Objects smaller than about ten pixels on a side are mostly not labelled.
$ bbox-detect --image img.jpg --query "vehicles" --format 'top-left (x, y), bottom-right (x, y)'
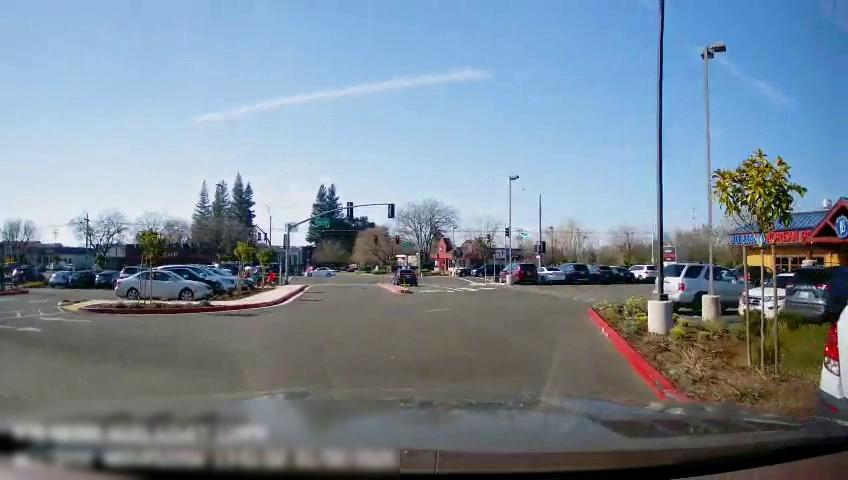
top-left (610, 266), bottom-right (635, 282)
top-left (12, 266), bottom-right (44, 283)
top-left (155, 265), bottom-right (236, 290)
top-left (470, 265), bottom-right (502, 277)
top-left (392, 268), bottom-right (417, 286)
top-left (588, 266), bottom-right (614, 282)
top-left (537, 267), bottom-right (565, 284)
top-left (199, 267), bottom-right (241, 290)
top-left (784, 267), bottom-right (848, 323)
top-left (71, 270), bottom-right (98, 288)
top-left (732, 265), bottom-right (778, 288)
top-left (655, 262), bottom-right (753, 317)
top-left (160, 268), bottom-right (222, 293)
top-left (738, 273), bottom-right (795, 321)
top-left (455, 265), bottom-right (484, 278)
top-left (499, 264), bottom-right (538, 284)
top-left (196, 265), bottom-right (232, 275)
top-left (817, 303), bottom-right (848, 410)
top-left (305, 267), bottom-right (336, 277)
top-left (49, 270), bottom-right (79, 288)
top-left (114, 271), bottom-right (213, 303)
top-left (94, 270), bottom-right (121, 289)
top-left (119, 267), bottom-right (149, 280)
top-left (557, 263), bottom-right (591, 282)
top-left (628, 264), bottom-right (660, 283)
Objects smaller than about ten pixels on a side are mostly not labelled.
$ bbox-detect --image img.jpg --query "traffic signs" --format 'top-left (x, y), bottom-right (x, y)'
top-left (316, 218), bottom-right (329, 225)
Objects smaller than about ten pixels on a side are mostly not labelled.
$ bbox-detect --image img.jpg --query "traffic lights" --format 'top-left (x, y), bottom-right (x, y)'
top-left (347, 201), bottom-right (354, 216)
top-left (541, 241), bottom-right (546, 253)
top-left (388, 203), bottom-right (395, 218)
